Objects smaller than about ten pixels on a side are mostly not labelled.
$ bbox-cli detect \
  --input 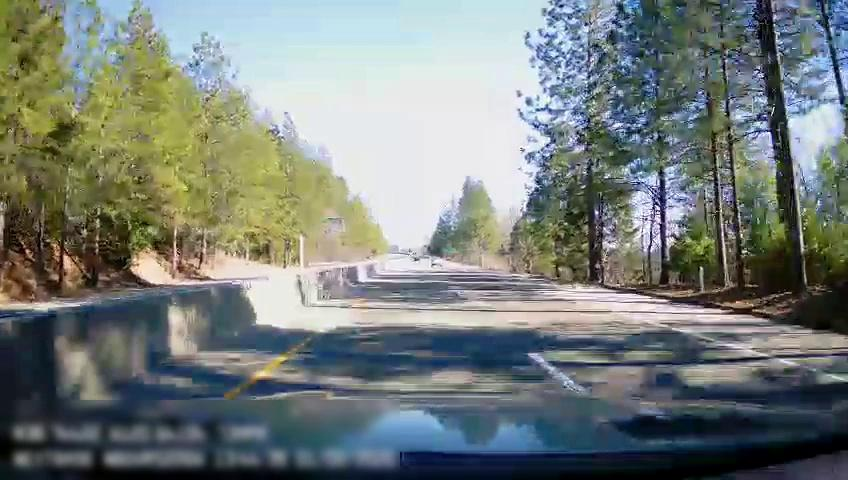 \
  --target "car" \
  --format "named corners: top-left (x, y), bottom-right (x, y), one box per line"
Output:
top-left (430, 256), bottom-right (444, 267)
